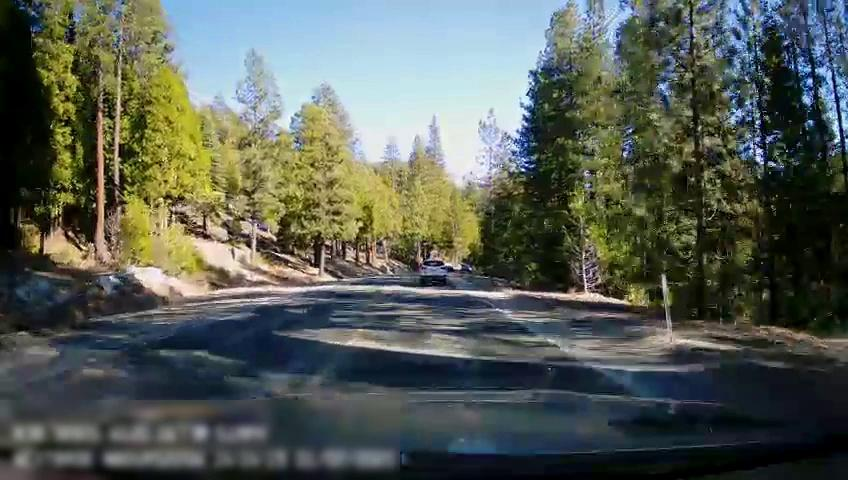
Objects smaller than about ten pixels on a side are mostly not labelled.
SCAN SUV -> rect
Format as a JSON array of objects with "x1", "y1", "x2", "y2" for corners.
[{"x1": 418, "y1": 258, "x2": 448, "y2": 286}]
